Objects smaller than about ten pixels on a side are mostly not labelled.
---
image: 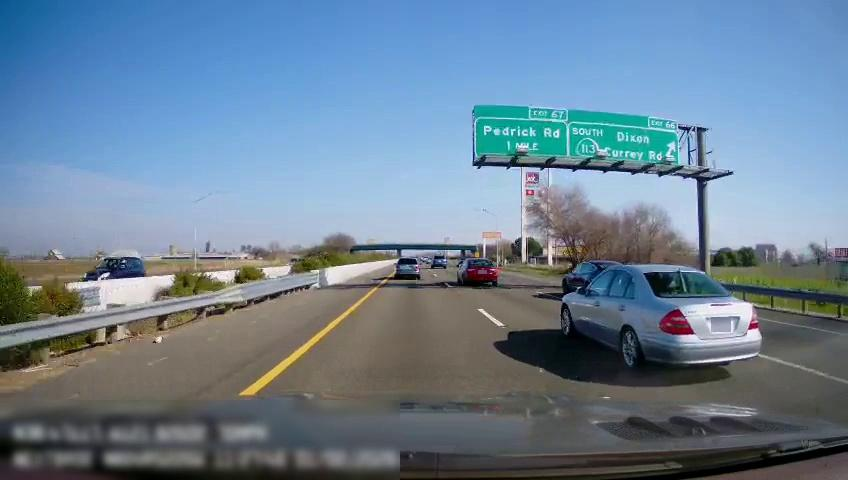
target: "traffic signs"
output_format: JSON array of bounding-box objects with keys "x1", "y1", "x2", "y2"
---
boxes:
[{"x1": 473, "y1": 105, "x2": 680, "y2": 166}]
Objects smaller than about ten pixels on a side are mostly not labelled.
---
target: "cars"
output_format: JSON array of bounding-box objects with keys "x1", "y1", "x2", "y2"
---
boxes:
[
  {"x1": 560, "y1": 261, "x2": 622, "y2": 298},
  {"x1": 456, "y1": 257, "x2": 499, "y2": 288},
  {"x1": 558, "y1": 264, "x2": 762, "y2": 374}
]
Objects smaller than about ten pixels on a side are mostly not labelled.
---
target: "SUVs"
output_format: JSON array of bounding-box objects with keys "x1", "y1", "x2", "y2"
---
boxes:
[
  {"x1": 393, "y1": 257, "x2": 421, "y2": 281},
  {"x1": 79, "y1": 256, "x2": 145, "y2": 283},
  {"x1": 429, "y1": 254, "x2": 449, "y2": 270}
]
